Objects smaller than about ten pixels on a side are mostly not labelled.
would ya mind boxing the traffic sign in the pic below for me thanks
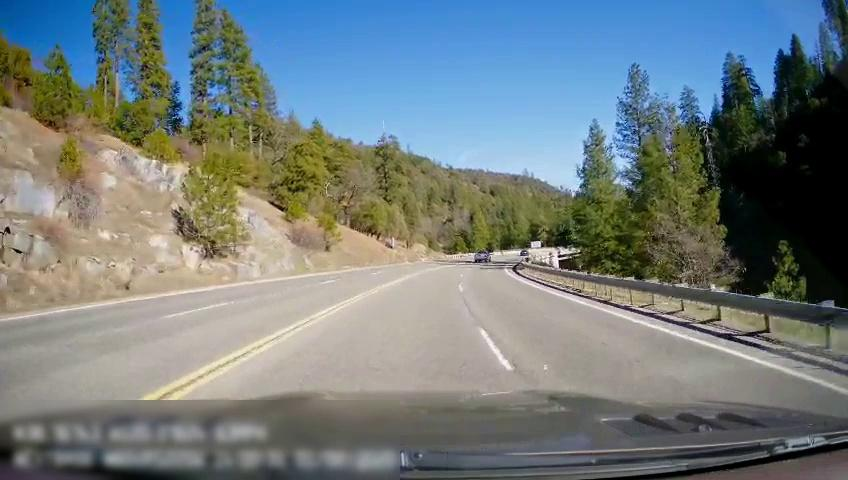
[530,241,542,249]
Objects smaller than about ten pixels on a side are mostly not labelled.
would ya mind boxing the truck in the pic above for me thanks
[473,249,490,262]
